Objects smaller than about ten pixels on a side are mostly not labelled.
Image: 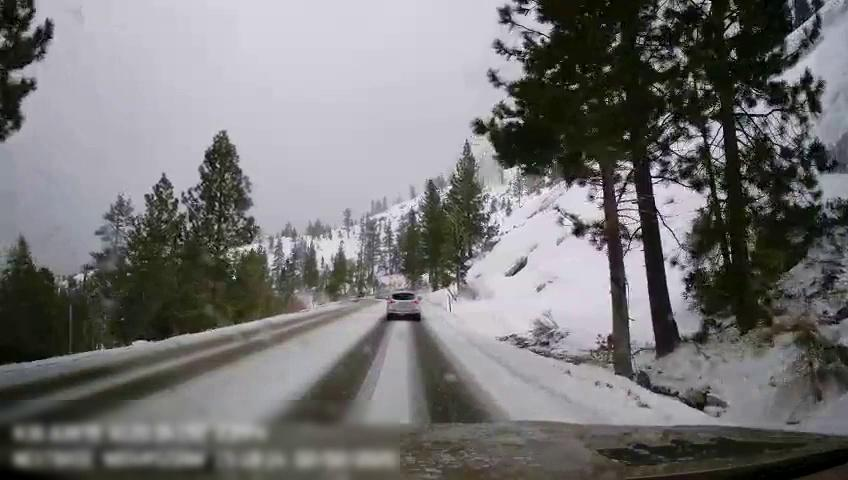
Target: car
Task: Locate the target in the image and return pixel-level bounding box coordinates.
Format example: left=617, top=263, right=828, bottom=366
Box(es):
left=384, top=291, right=423, bottom=321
